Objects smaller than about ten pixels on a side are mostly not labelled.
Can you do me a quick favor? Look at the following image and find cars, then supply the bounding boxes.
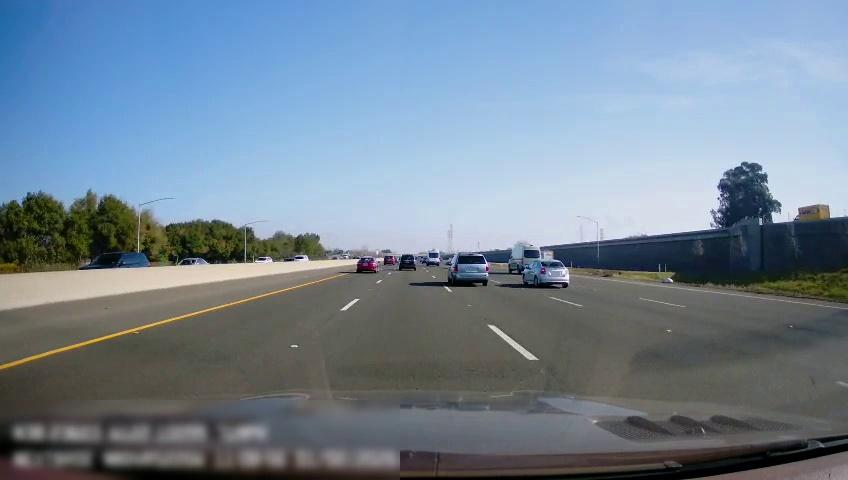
[254,255,274,264]
[175,257,211,267]
[521,259,570,289]
[356,257,381,274]
[293,254,309,262]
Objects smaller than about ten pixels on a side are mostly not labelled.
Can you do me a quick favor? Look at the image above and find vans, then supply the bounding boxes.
[383,255,397,266]
[445,251,490,287]
[507,240,541,275]
[426,249,440,267]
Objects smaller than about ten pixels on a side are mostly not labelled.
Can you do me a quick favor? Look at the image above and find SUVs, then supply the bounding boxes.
[77,251,152,271]
[398,254,417,271]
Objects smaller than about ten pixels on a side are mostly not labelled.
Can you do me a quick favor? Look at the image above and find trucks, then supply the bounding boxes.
[538,251,554,262]
[793,203,832,223]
